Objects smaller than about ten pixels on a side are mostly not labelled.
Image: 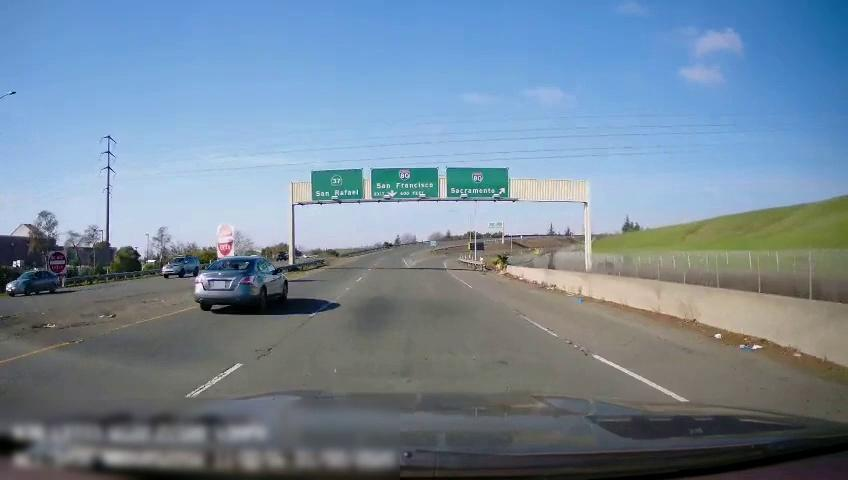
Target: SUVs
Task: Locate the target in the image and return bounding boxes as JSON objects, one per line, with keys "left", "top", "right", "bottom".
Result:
{"left": 161, "top": 254, "right": 202, "bottom": 279}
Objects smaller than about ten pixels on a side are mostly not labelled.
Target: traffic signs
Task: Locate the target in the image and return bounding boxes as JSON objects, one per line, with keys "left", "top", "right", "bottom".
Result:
{"left": 487, "top": 221, "right": 505, "bottom": 229}
{"left": 310, "top": 167, "right": 365, "bottom": 202}
{"left": 45, "top": 248, "right": 69, "bottom": 278}
{"left": 370, "top": 166, "right": 441, "bottom": 201}
{"left": 215, "top": 223, "right": 237, "bottom": 261}
{"left": 445, "top": 166, "right": 511, "bottom": 200}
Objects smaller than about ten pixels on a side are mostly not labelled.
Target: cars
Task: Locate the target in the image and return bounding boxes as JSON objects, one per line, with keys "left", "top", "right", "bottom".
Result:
{"left": 5, "top": 269, "right": 61, "bottom": 298}
{"left": 193, "top": 254, "right": 290, "bottom": 312}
